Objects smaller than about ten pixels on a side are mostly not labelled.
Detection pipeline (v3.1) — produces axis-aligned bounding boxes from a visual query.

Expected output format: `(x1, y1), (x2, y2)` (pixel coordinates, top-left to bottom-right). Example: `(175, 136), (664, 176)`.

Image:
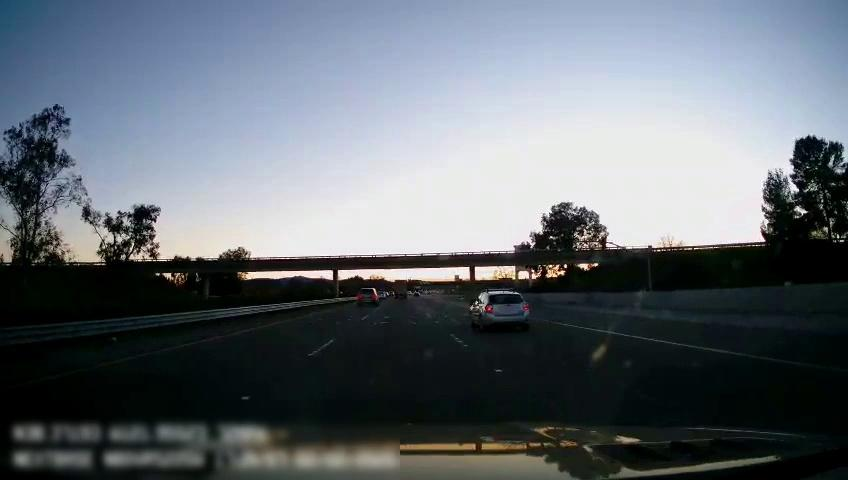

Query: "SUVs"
(357, 288), (378, 307)
(467, 291), (531, 333)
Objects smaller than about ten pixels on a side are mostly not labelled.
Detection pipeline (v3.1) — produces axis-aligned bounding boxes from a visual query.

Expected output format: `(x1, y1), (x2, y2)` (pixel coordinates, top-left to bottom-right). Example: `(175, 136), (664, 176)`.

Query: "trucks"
(394, 279), (406, 299)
